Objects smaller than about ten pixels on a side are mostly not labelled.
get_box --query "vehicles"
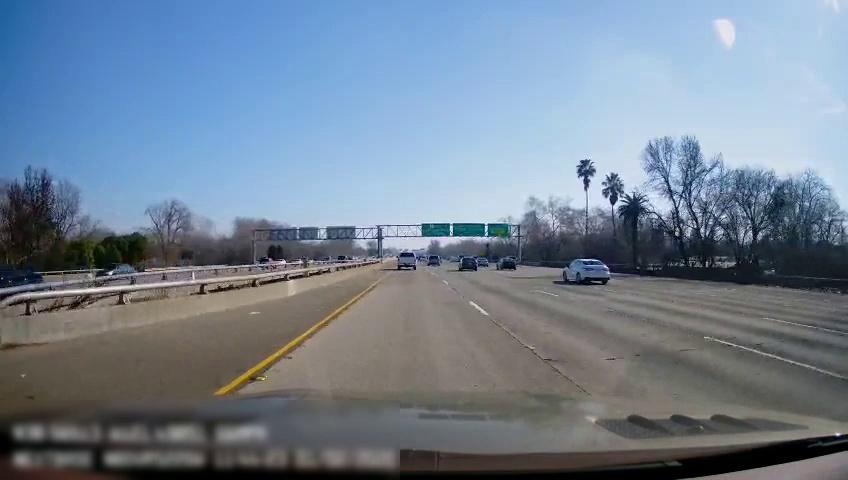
[95,262,138,282]
[290,258,305,265]
[562,258,611,286]
[320,256,332,263]
[496,256,518,271]
[474,257,489,267]
[457,256,478,272]
[271,258,287,267]
[396,251,417,271]
[336,255,350,263]
[0,266,44,301]
[257,256,274,270]
[427,255,440,266]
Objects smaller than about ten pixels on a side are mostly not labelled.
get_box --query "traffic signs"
[326,225,357,241]
[421,222,451,238]
[452,222,486,238]
[268,226,297,241]
[487,222,511,238]
[298,226,319,241]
